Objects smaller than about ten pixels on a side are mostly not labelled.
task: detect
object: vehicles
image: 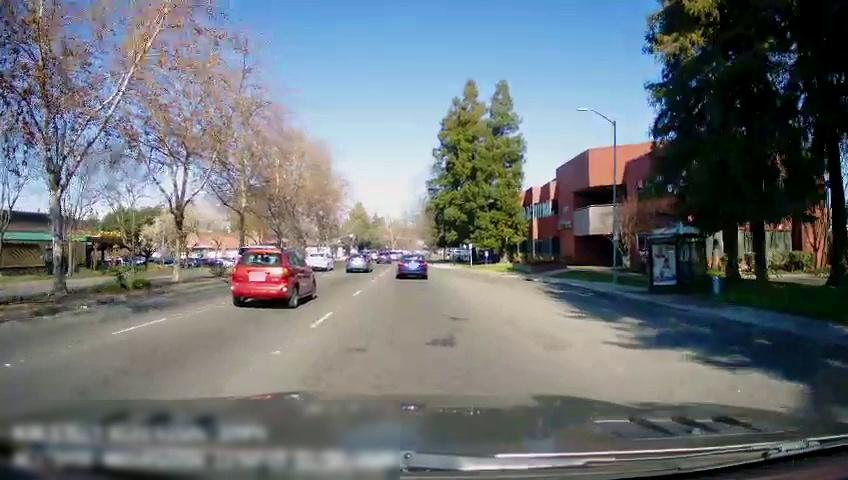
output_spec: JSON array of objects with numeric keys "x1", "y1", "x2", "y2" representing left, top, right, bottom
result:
[
  {"x1": 397, "y1": 254, "x2": 428, "y2": 280},
  {"x1": 344, "y1": 254, "x2": 373, "y2": 273},
  {"x1": 376, "y1": 251, "x2": 392, "y2": 264},
  {"x1": 233, "y1": 245, "x2": 277, "y2": 264},
  {"x1": 230, "y1": 249, "x2": 318, "y2": 310},
  {"x1": 306, "y1": 252, "x2": 335, "y2": 272}
]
